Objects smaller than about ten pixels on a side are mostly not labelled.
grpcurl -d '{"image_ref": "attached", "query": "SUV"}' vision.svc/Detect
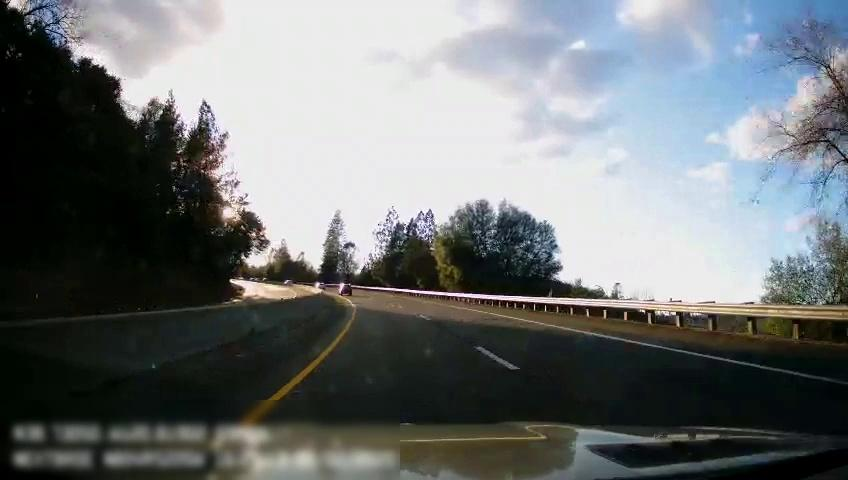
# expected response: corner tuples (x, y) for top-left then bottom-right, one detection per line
(339, 283), (353, 296)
